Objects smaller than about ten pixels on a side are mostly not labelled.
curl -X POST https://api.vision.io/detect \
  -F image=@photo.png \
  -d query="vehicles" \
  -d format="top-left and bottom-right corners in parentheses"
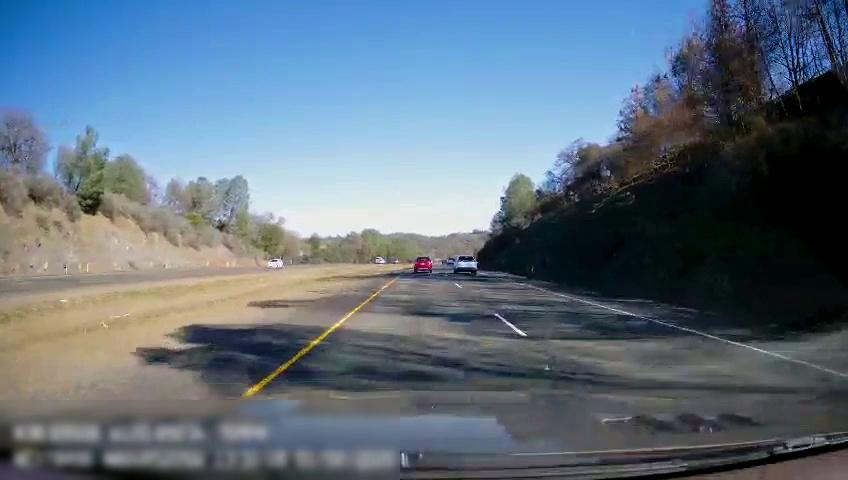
top-left (265, 258), bottom-right (285, 269)
top-left (453, 255), bottom-right (478, 274)
top-left (448, 258), bottom-right (456, 265)
top-left (413, 257), bottom-right (433, 274)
